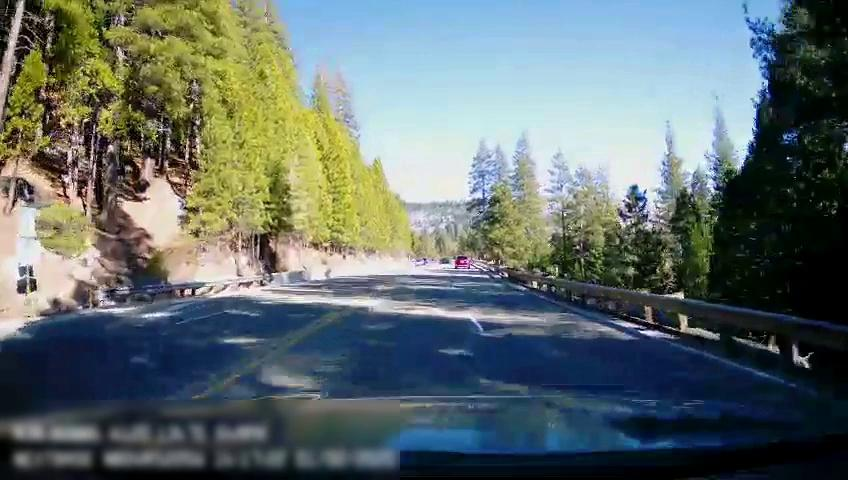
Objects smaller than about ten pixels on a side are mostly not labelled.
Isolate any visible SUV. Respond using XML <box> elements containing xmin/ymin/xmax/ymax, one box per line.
<box><xmin>454</xmin><ymin>256</ymin><xmax>471</xmax><ymax>270</ymax></box>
